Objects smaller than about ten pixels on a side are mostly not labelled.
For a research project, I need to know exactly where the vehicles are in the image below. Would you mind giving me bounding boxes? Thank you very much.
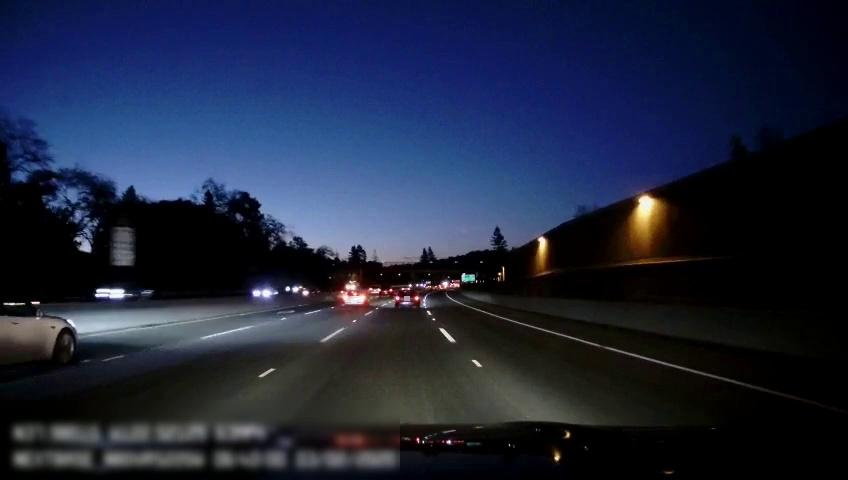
[285,283,304,293]
[344,280,360,290]
[343,289,370,309]
[370,285,382,295]
[0,290,77,367]
[378,285,394,298]
[94,281,154,302]
[252,287,279,297]
[303,288,321,297]
[394,288,420,310]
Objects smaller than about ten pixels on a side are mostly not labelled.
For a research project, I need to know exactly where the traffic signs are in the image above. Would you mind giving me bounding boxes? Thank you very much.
[462,275,475,282]
[110,215,135,266]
